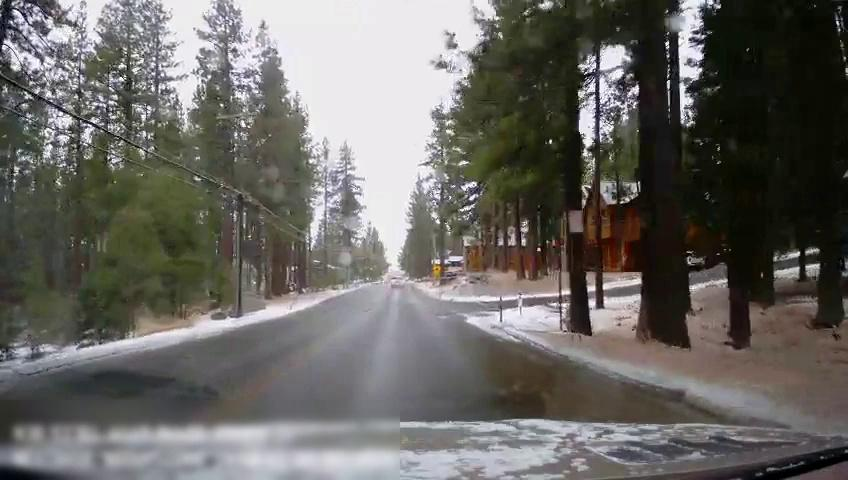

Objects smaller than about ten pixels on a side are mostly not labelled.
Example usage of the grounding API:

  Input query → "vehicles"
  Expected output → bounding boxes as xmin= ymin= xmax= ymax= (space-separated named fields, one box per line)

xmin=389 ymin=275 xmax=402 ymax=288
xmin=686 ymin=250 xmax=707 ymax=271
